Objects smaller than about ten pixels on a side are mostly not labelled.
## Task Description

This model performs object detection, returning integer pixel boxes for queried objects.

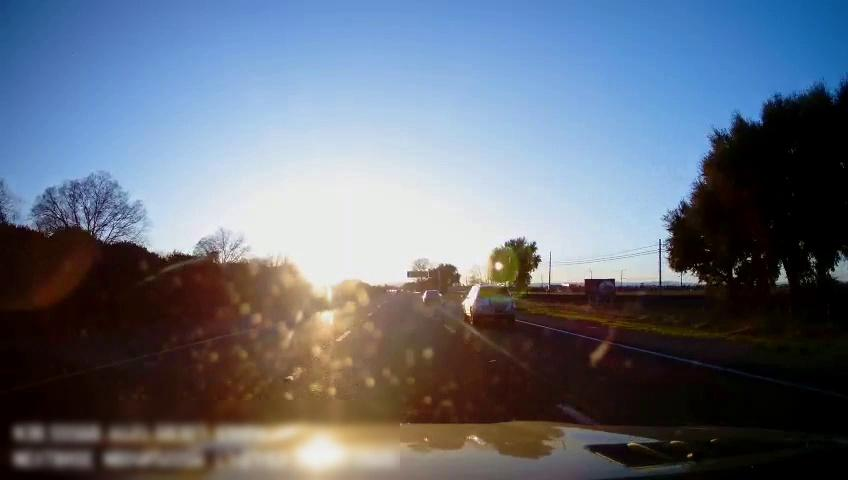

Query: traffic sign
[407,270,424,278]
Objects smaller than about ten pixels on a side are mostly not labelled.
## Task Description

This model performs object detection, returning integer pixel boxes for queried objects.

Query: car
[423,290,440,303]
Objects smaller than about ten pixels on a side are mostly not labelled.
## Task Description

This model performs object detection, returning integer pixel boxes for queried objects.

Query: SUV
[461,285,518,328]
